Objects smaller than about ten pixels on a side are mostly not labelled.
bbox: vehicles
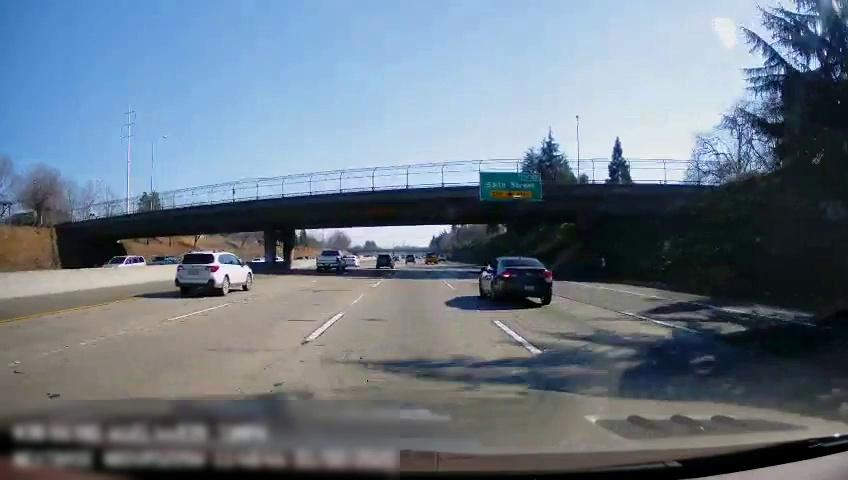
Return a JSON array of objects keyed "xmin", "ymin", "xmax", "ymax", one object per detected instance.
[
  {"xmin": 251, "ymin": 258, "xmax": 265, "ymax": 263},
  {"xmin": 346, "ymin": 254, "xmax": 361, "ymax": 268},
  {"xmin": 147, "ymin": 256, "xmax": 177, "ymax": 266},
  {"xmin": 174, "ymin": 252, "xmax": 255, "ymax": 297},
  {"xmin": 405, "ymin": 255, "xmax": 417, "ymax": 264},
  {"xmin": 424, "ymin": 256, "xmax": 440, "ymax": 266},
  {"xmin": 478, "ymin": 256, "xmax": 554, "ymax": 306},
  {"xmin": 374, "ymin": 253, "xmax": 395, "ymax": 270},
  {"xmin": 102, "ymin": 255, "xmax": 146, "ymax": 269},
  {"xmin": 316, "ymin": 248, "xmax": 347, "ymax": 273}
]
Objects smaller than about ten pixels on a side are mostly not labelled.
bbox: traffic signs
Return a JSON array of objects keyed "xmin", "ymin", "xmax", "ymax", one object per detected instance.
[{"xmin": 479, "ymin": 171, "xmax": 543, "ymax": 204}]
